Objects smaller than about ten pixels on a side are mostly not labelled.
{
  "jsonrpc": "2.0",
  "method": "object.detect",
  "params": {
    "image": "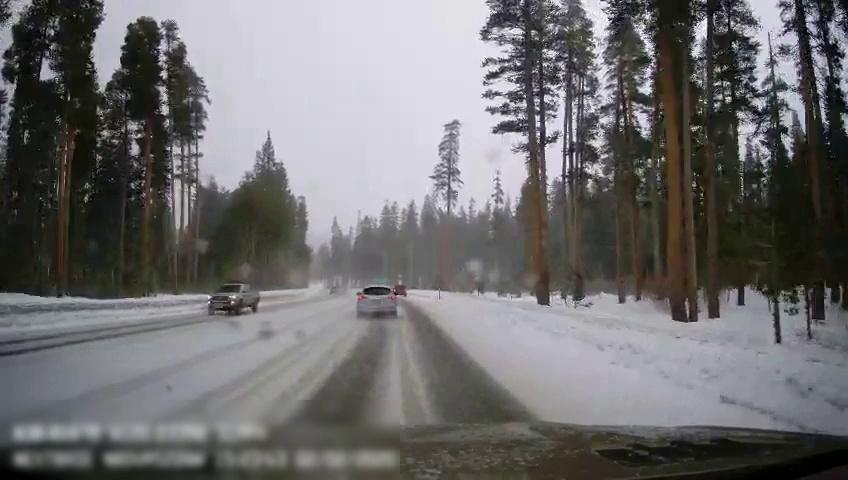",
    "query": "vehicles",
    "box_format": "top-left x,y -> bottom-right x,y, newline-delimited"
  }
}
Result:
207,282 -> 261,316
393,284 -> 408,297
354,284 -> 400,318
